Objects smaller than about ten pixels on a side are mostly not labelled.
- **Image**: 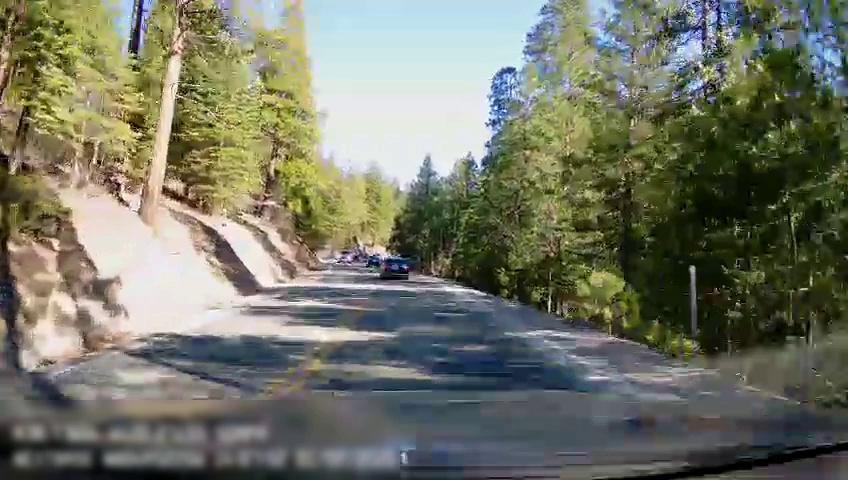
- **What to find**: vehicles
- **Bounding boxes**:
[335,250,354,265]
[380,255,409,280]
[365,255,382,269]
